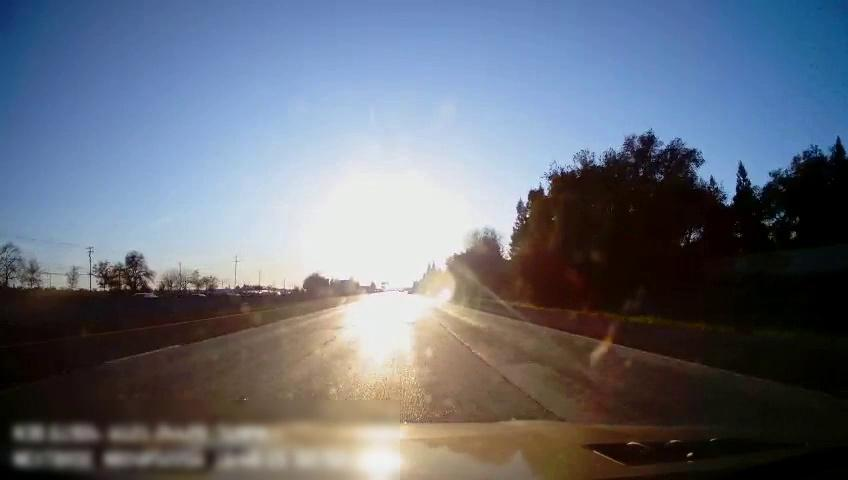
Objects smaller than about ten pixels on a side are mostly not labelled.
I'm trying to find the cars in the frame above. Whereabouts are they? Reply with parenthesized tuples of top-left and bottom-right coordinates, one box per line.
(188, 294, 208, 299)
(128, 293, 158, 300)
